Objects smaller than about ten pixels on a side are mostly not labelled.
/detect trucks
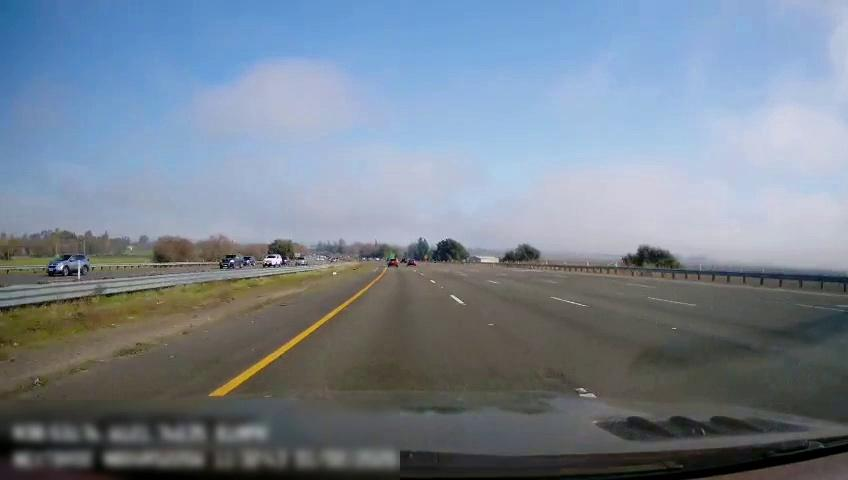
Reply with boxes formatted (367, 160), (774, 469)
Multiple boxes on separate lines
(218, 254), (244, 270)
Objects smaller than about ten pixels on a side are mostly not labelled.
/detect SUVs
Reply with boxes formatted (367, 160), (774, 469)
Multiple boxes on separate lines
(46, 251), (89, 278)
(263, 253), (282, 267)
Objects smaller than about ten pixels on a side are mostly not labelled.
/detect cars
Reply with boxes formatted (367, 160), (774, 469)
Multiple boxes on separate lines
(242, 256), (257, 266)
(294, 256), (309, 266)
